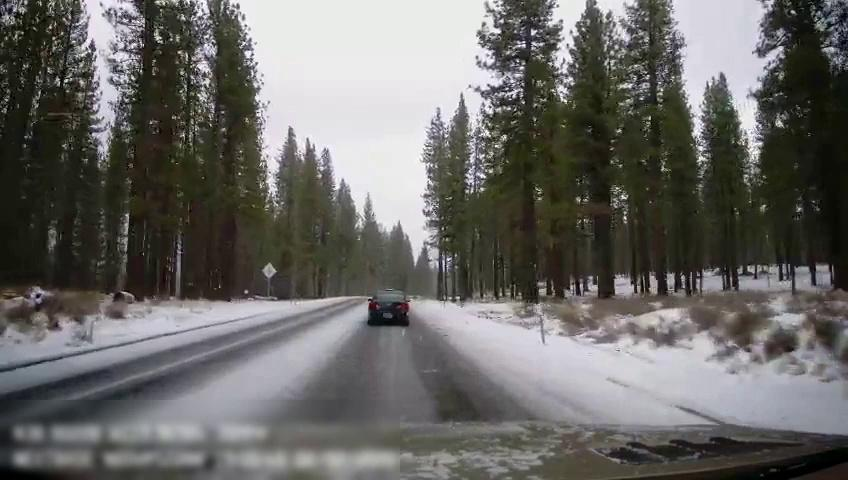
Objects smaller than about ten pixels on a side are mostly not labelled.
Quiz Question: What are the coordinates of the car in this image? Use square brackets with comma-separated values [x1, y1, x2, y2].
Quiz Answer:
[367, 291, 412, 325]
